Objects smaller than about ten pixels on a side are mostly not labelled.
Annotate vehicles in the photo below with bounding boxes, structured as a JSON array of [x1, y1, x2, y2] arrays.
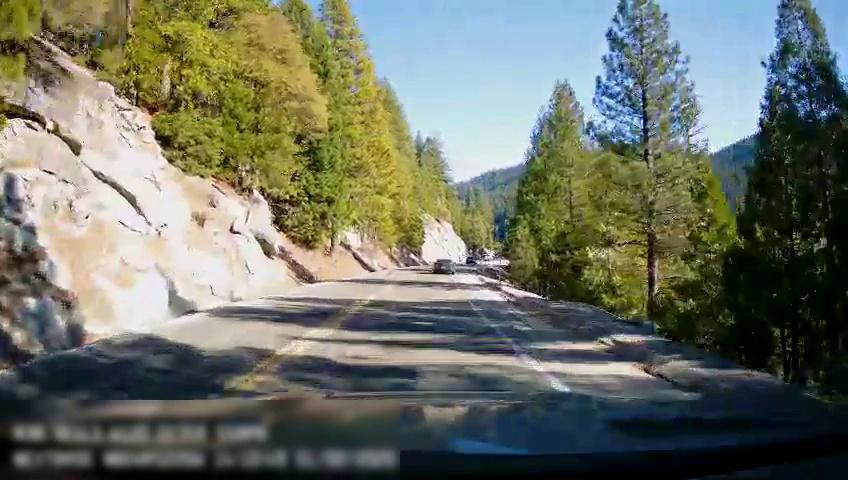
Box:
[[433, 258, 456, 275], [465, 256, 476, 265]]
